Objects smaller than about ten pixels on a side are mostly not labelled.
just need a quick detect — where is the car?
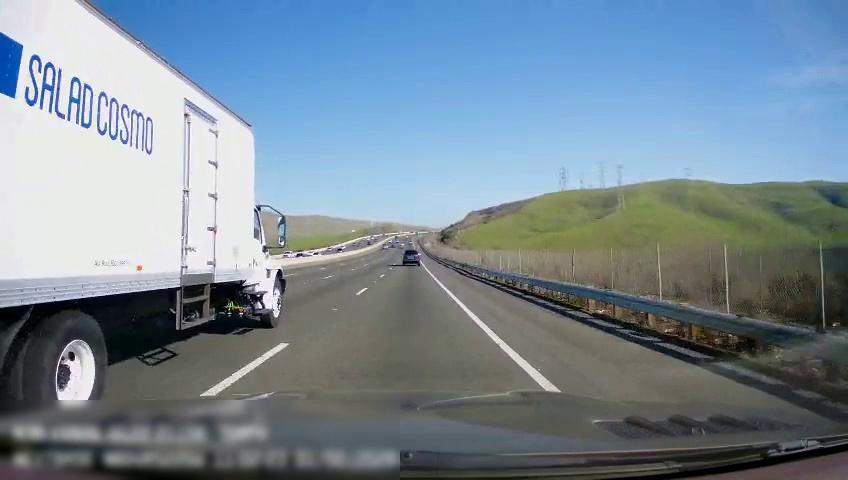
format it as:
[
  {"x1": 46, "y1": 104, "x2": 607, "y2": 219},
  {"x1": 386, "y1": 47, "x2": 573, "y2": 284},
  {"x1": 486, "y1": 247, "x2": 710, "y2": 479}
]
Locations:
[{"x1": 282, "y1": 250, "x2": 297, "y2": 259}]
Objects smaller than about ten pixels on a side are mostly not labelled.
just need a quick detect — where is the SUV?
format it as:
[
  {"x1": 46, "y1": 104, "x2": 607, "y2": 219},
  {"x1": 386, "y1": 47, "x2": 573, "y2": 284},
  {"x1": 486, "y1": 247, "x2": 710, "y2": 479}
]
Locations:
[{"x1": 401, "y1": 249, "x2": 421, "y2": 266}]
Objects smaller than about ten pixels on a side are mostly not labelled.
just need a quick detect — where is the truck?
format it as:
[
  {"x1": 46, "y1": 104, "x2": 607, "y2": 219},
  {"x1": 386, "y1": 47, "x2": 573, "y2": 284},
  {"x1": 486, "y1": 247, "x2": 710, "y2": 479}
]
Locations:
[{"x1": 0, "y1": 0, "x2": 288, "y2": 418}]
